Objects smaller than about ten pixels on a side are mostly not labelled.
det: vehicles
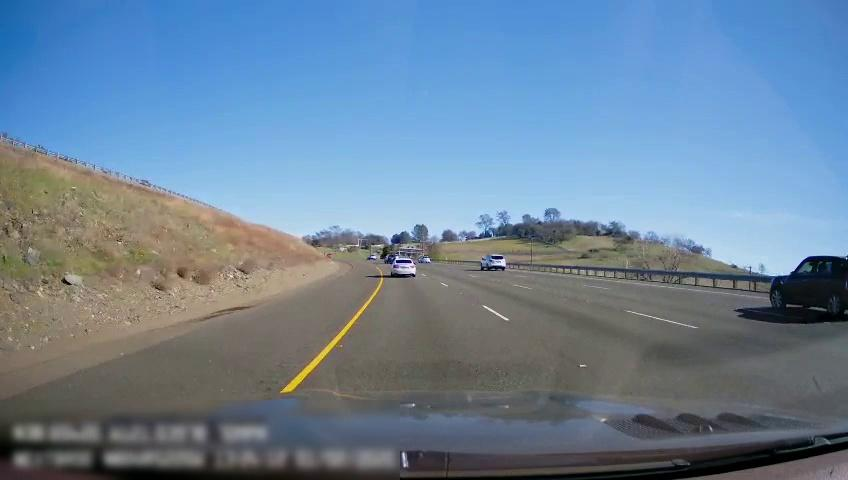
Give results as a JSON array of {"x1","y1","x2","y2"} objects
[
  {"x1": 384, "y1": 255, "x2": 397, "y2": 264},
  {"x1": 769, "y1": 255, "x2": 848, "y2": 320},
  {"x1": 418, "y1": 255, "x2": 431, "y2": 263},
  {"x1": 391, "y1": 258, "x2": 416, "y2": 278},
  {"x1": 480, "y1": 253, "x2": 506, "y2": 271}
]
